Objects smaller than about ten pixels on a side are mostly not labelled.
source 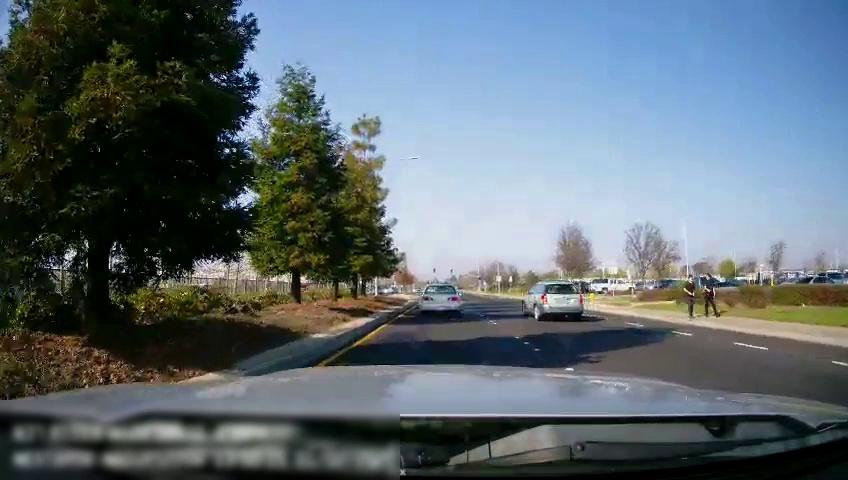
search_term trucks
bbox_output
[589,277,638,296]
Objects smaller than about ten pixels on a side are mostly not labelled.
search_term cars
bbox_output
[416,283,465,321]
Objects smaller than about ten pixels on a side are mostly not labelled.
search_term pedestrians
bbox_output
[683,276,697,320]
[702,273,721,318]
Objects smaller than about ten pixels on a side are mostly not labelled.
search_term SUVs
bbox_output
[520,279,586,322]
